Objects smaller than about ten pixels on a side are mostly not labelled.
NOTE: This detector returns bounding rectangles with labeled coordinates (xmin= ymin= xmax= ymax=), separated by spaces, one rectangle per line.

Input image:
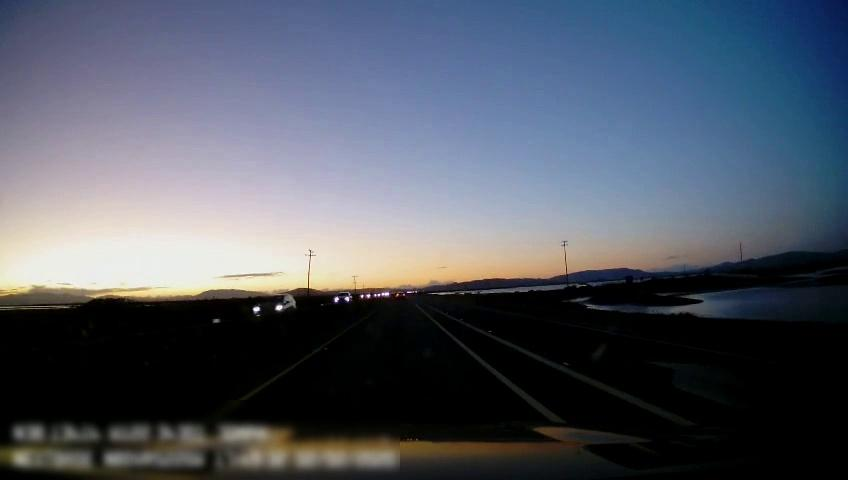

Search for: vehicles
xmin=252 ymin=293 xmax=297 ymax=317
xmin=359 ymin=292 xmax=372 ymax=300
xmin=333 ymin=291 xmax=353 ymax=305
xmin=395 ymin=291 xmax=406 ymax=299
